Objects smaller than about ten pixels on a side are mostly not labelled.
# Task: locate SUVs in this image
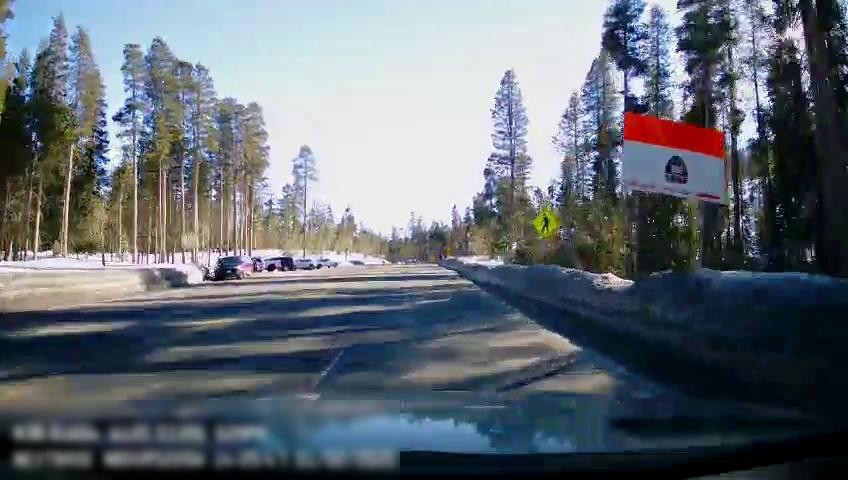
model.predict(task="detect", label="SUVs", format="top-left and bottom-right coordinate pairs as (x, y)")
top-left (214, 255), bottom-right (254, 281)
top-left (250, 257), bottom-right (264, 274)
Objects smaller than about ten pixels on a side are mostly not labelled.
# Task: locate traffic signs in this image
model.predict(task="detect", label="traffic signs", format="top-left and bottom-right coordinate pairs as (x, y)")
top-left (534, 205), bottom-right (564, 242)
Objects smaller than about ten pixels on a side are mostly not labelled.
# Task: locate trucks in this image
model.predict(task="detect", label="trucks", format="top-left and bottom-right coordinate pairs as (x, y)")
top-left (263, 259), bottom-right (282, 274)
top-left (280, 256), bottom-right (295, 271)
